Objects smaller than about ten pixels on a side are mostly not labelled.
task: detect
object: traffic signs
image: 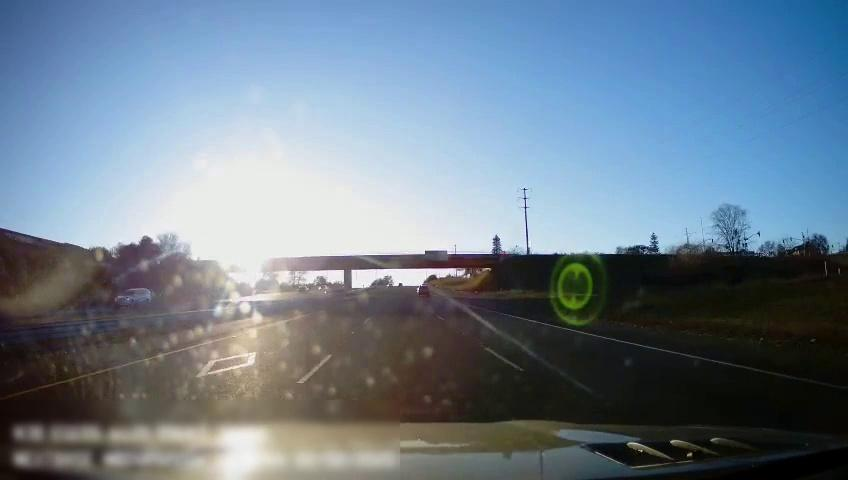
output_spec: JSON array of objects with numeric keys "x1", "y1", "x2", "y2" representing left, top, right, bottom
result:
[{"x1": 425, "y1": 250, "x2": 448, "y2": 263}]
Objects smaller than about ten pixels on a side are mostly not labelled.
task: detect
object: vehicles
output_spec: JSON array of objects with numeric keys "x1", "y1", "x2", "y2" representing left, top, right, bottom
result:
[
  {"x1": 114, "y1": 288, "x2": 151, "y2": 310},
  {"x1": 417, "y1": 285, "x2": 430, "y2": 296},
  {"x1": 297, "y1": 286, "x2": 310, "y2": 293}
]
